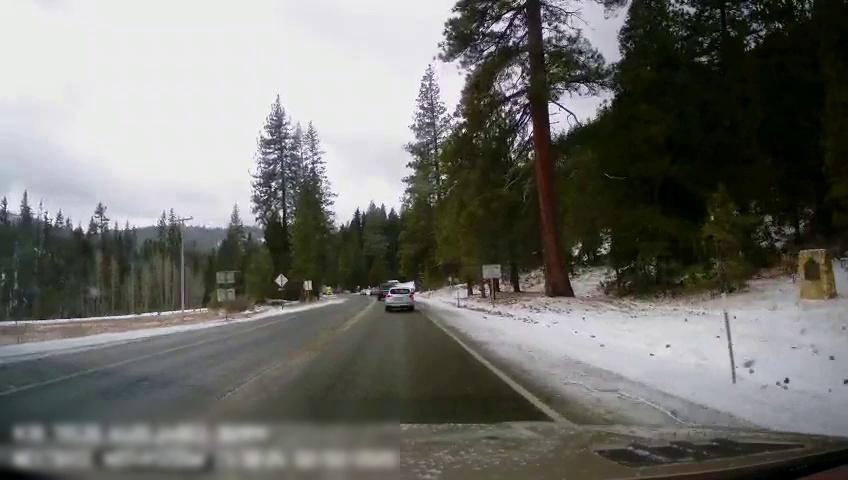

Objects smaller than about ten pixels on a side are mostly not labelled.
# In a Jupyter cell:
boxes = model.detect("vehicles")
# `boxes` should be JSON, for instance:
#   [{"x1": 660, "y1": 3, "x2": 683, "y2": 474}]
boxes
[
  {"x1": 322, "y1": 287, "x2": 333, "y2": 295},
  {"x1": 378, "y1": 284, "x2": 393, "y2": 300},
  {"x1": 384, "y1": 287, "x2": 415, "y2": 312}
]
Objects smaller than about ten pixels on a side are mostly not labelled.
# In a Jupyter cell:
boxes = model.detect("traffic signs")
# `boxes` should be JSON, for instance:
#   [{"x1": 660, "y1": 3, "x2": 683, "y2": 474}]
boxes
[{"x1": 482, "y1": 265, "x2": 501, "y2": 279}]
